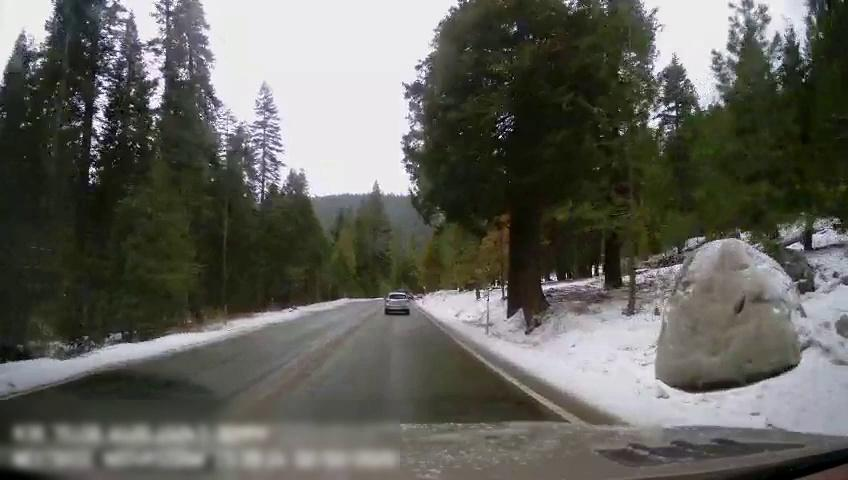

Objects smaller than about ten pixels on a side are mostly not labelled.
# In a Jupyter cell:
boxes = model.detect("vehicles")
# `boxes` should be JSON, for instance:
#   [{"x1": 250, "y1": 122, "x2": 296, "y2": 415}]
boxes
[
  {"x1": 394, "y1": 289, "x2": 410, "y2": 298},
  {"x1": 384, "y1": 292, "x2": 411, "y2": 315}
]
